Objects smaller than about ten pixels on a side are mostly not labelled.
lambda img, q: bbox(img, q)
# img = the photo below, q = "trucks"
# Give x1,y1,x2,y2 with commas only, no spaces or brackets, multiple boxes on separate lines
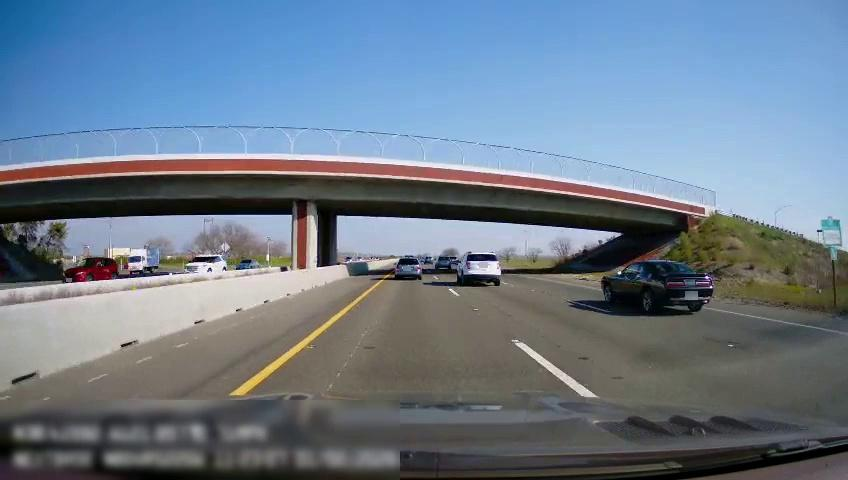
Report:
127,248,160,275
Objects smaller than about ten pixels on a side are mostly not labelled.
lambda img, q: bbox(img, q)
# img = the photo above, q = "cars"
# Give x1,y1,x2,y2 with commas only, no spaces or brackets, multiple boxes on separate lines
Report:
236,258,261,270
601,259,715,312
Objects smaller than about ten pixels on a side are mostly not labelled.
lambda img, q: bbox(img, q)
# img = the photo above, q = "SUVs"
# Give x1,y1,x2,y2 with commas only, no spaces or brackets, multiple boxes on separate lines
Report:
62,257,119,283
433,256,452,271
456,253,502,287
395,257,423,281
183,255,228,274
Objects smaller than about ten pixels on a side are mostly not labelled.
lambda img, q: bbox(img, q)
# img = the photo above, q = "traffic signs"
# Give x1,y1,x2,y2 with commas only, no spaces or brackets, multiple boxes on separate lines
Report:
820,219,843,247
